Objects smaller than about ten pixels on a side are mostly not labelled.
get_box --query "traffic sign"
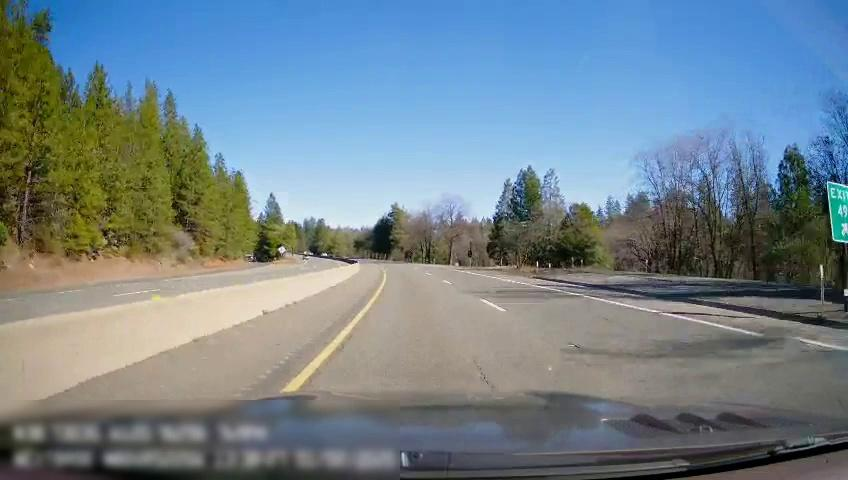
[826,181,848,244]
